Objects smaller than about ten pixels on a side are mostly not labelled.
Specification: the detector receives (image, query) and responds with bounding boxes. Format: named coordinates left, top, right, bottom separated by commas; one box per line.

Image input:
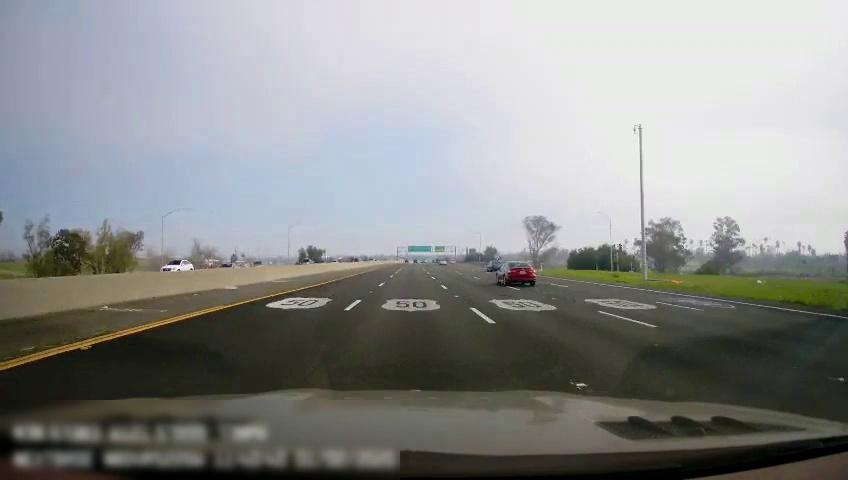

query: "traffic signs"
left=434, top=245, right=445, bottom=252
left=407, top=245, right=432, bottom=252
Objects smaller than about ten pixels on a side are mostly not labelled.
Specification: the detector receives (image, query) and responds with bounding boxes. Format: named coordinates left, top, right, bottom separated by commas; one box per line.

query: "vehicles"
left=160, top=260, right=194, bottom=272
left=496, top=262, right=536, bottom=287
left=486, top=260, right=503, bottom=272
